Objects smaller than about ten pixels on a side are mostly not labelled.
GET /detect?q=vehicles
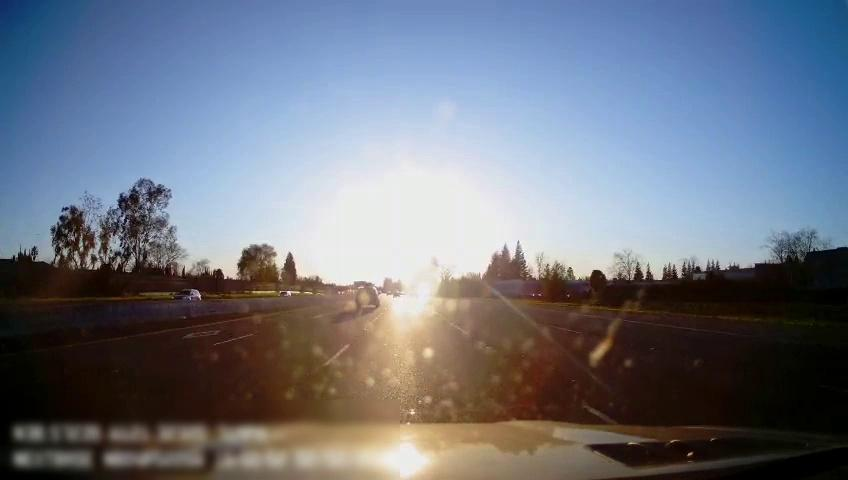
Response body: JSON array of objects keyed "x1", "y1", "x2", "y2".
[
  {"x1": 393, "y1": 291, "x2": 400, "y2": 298},
  {"x1": 277, "y1": 291, "x2": 291, "y2": 298},
  {"x1": 171, "y1": 288, "x2": 201, "y2": 301},
  {"x1": 355, "y1": 282, "x2": 382, "y2": 309}
]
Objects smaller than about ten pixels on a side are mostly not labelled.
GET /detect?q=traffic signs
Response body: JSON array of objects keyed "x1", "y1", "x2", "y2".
[{"x1": 353, "y1": 280, "x2": 366, "y2": 287}]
